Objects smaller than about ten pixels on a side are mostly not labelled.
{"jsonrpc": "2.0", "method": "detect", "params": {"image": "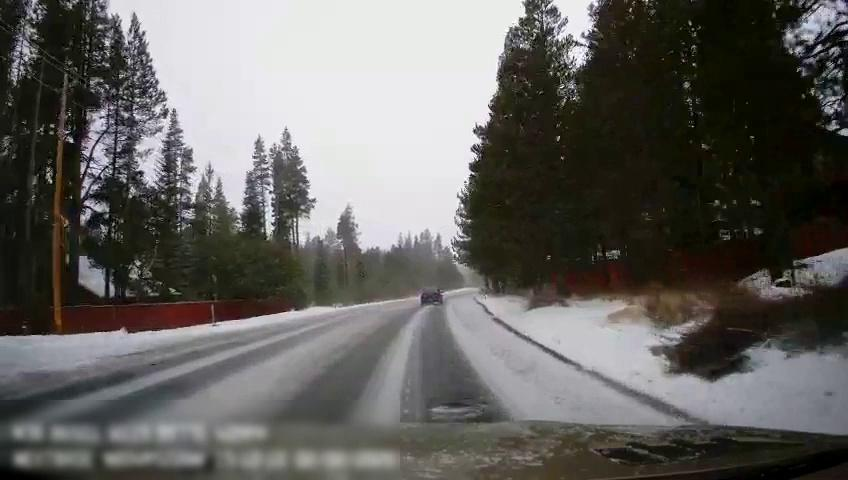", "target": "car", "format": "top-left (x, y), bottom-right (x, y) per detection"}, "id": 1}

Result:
top-left (420, 286), bottom-right (444, 307)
